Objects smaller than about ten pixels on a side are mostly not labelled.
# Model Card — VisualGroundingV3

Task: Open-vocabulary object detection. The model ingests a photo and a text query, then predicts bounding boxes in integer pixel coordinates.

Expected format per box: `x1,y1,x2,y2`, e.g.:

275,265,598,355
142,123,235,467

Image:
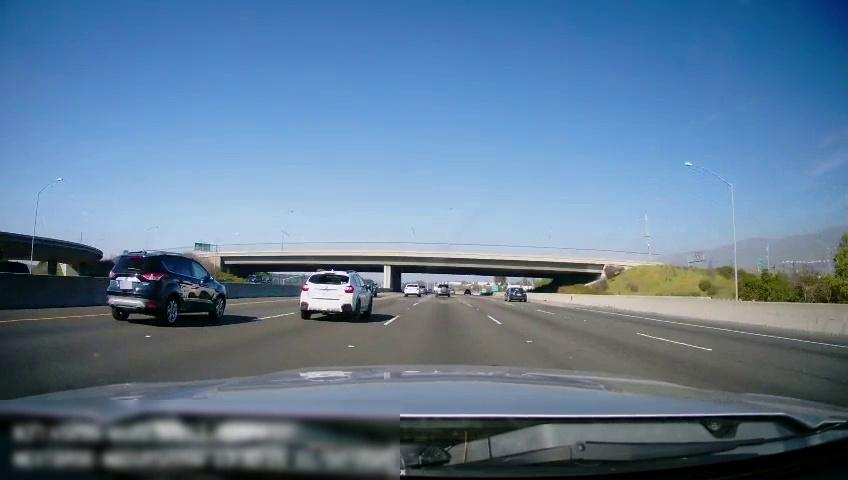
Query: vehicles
360,278,379,298
106,249,228,326
299,268,373,322
435,283,451,298
247,274,273,286
403,282,422,298
417,285,428,296
503,286,527,303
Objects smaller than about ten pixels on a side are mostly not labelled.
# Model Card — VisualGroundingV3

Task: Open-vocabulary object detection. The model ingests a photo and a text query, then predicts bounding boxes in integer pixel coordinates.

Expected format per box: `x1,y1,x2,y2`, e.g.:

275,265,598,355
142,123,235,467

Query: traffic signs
193,241,211,252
